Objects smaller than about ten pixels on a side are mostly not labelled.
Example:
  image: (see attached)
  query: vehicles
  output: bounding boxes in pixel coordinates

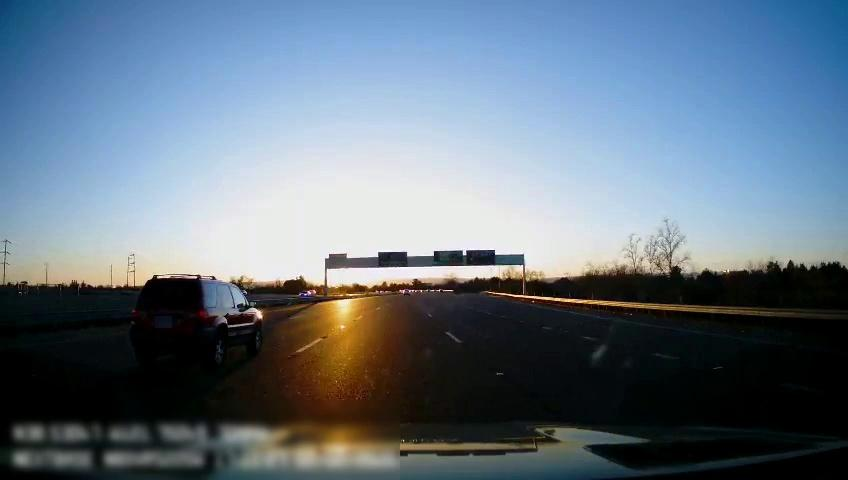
[129,273,264,370]
[298,291,312,297]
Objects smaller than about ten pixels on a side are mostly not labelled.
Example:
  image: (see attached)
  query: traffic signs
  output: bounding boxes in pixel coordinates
[378,251,408,267]
[466,249,496,266]
[434,250,464,265]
